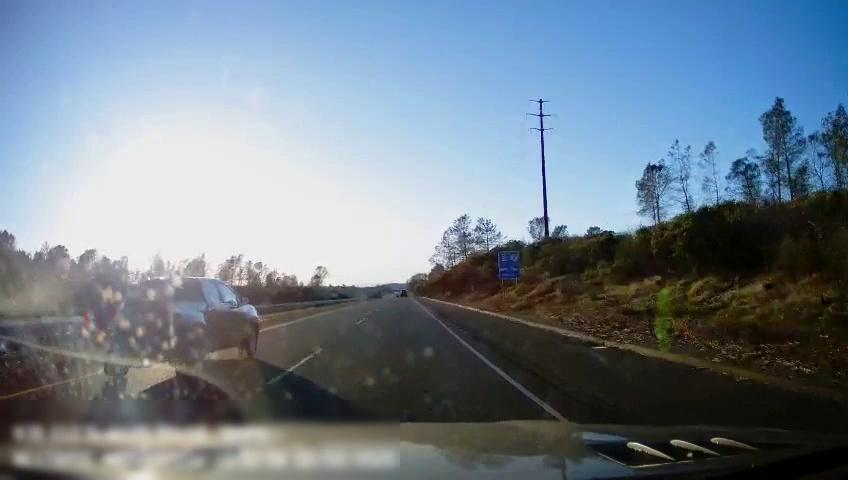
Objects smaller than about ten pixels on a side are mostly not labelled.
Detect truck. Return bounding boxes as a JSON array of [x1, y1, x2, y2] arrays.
[[82, 277, 261, 381]]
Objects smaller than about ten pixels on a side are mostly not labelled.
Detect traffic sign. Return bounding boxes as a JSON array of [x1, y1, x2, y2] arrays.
[[498, 251, 520, 281]]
